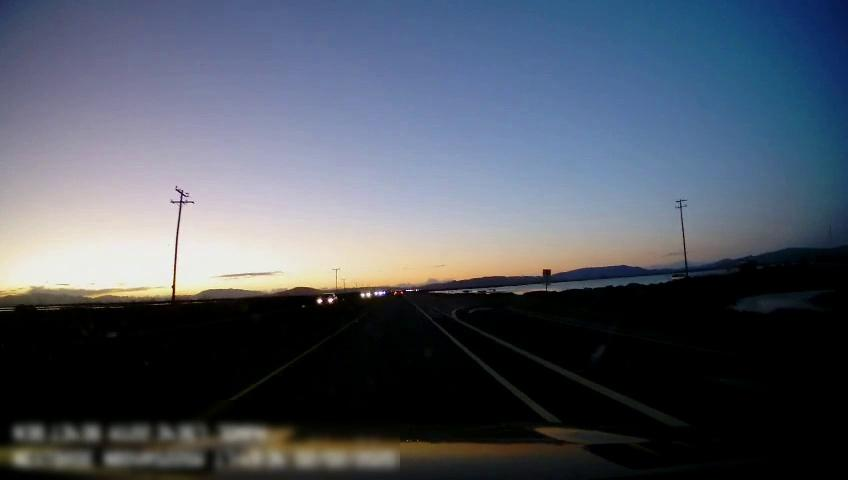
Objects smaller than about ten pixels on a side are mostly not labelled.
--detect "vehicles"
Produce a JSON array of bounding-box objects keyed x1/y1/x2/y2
[
  {"x1": 393, "y1": 289, "x2": 404, "y2": 297},
  {"x1": 315, "y1": 292, "x2": 339, "y2": 305},
  {"x1": 359, "y1": 290, "x2": 373, "y2": 300}
]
